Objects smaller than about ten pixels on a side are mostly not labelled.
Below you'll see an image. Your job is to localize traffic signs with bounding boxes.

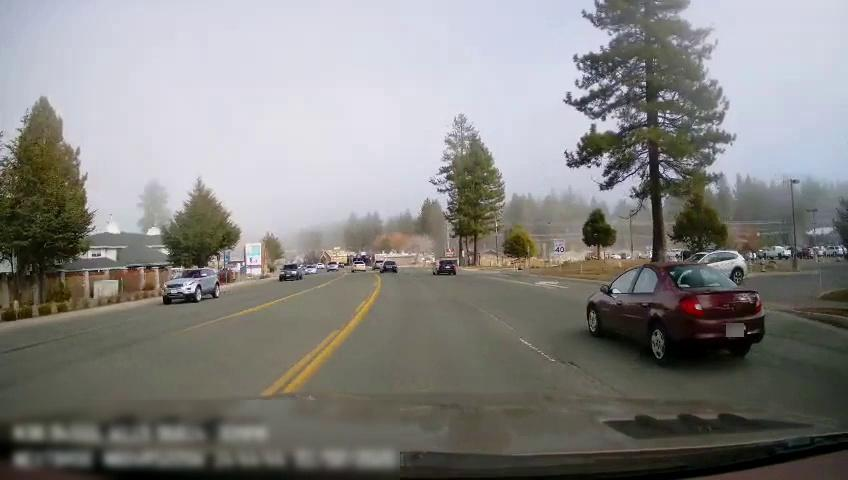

[551,240,568,256]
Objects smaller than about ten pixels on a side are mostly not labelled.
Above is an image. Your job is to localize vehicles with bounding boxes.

[813,245,827,257]
[679,251,747,288]
[766,246,792,260]
[432,258,457,276]
[325,261,340,273]
[160,268,221,304]
[380,259,399,273]
[824,245,844,257]
[586,259,765,366]
[304,264,317,275]
[373,260,384,272]
[279,264,302,281]
[351,260,366,272]
[795,245,816,258]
